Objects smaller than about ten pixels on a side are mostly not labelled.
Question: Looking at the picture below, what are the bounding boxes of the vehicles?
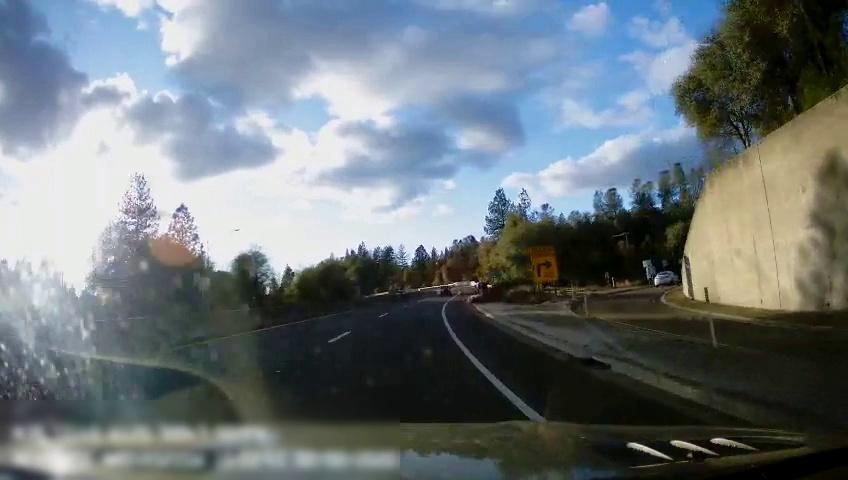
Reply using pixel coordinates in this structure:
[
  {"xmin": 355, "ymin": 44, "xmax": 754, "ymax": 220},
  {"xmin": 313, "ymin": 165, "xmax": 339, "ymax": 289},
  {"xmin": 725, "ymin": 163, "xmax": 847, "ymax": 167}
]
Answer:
[
  {"xmin": 474, "ymin": 281, "xmax": 487, "ymax": 294},
  {"xmin": 439, "ymin": 286, "xmax": 453, "ymax": 298},
  {"xmin": 654, "ymin": 270, "xmax": 678, "ymax": 286}
]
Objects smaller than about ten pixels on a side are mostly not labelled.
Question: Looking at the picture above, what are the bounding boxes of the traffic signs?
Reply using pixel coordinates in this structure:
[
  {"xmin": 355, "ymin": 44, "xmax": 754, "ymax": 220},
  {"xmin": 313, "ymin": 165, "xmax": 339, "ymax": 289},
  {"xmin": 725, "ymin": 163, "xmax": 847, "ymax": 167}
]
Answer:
[
  {"xmin": 528, "ymin": 246, "xmax": 556, "ymax": 258},
  {"xmin": 532, "ymin": 257, "xmax": 558, "ymax": 283}
]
